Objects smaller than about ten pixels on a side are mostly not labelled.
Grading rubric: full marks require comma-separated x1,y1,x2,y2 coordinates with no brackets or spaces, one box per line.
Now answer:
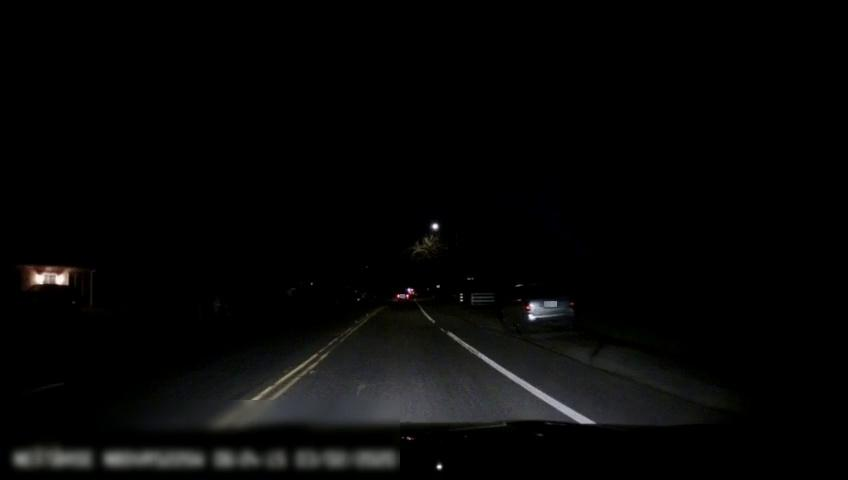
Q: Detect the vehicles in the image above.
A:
394,285,418,310
494,281,579,332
